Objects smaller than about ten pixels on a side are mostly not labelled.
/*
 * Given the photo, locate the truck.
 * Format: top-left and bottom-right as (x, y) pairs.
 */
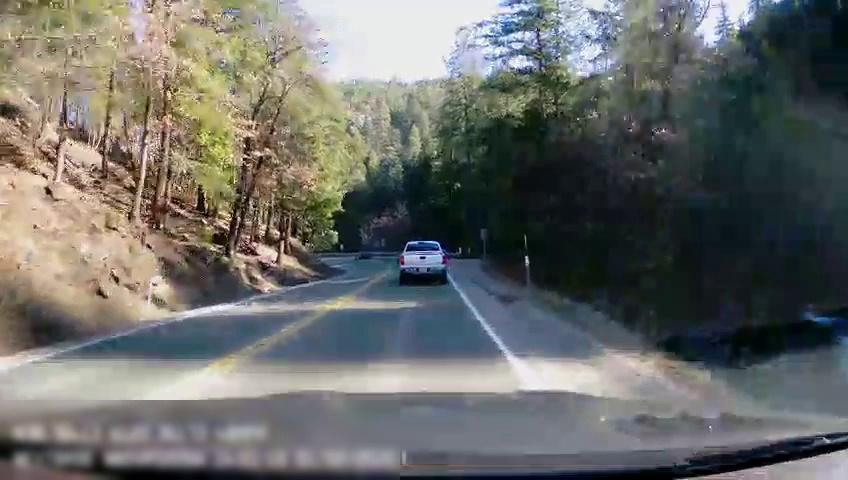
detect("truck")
(399, 241), (448, 285)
